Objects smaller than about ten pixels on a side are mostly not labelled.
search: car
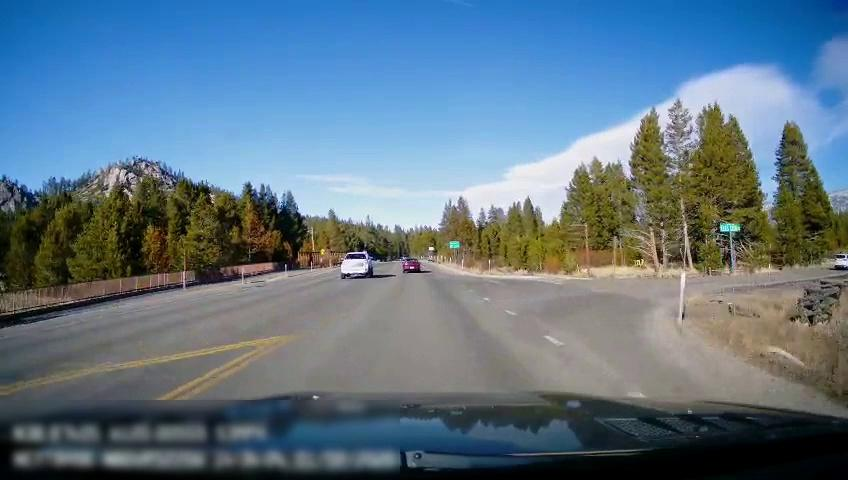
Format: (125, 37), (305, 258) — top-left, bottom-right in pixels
(402, 257), (421, 273)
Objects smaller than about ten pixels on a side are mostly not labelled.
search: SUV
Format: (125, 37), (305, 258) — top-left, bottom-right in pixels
(831, 253), (848, 270)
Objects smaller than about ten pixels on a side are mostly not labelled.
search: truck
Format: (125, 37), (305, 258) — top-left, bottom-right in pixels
(340, 252), (374, 280)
